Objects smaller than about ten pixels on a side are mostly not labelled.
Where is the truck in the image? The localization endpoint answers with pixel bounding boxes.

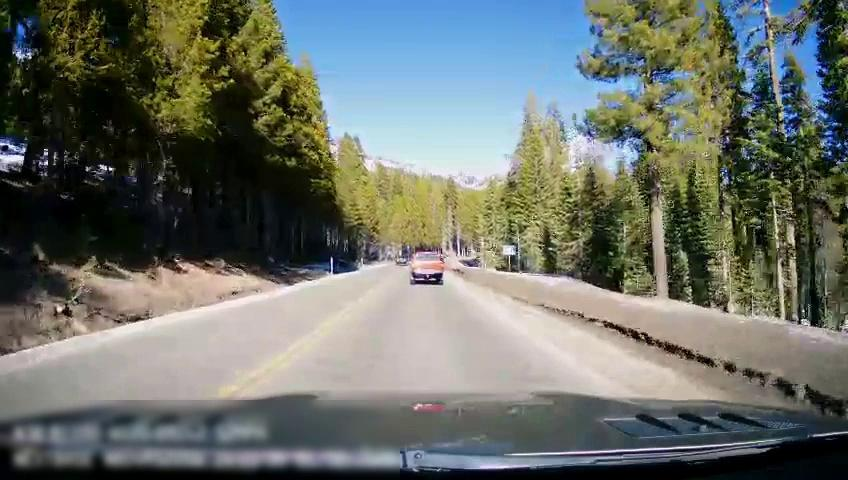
[409,250,444,285]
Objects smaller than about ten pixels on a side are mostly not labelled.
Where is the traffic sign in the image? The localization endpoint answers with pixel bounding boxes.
[502,244,517,256]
